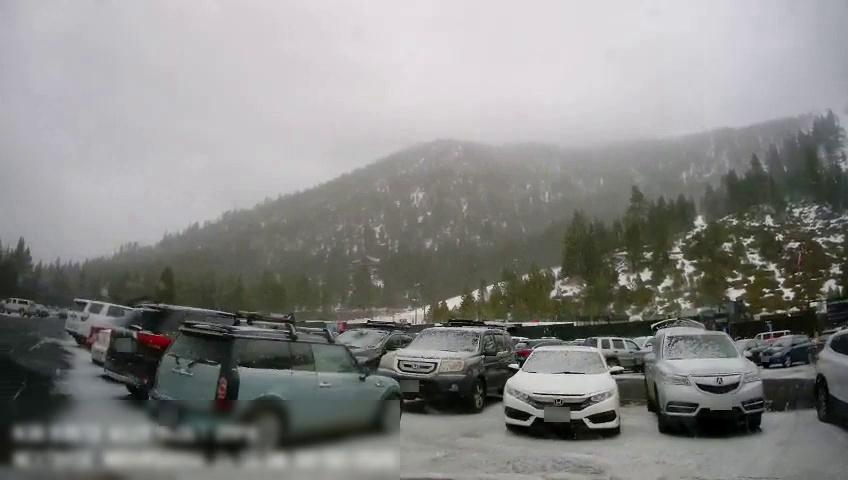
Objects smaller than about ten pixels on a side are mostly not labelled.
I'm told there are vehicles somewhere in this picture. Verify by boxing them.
[815,329,848,423]
[758,334,815,369]
[378,326,519,415]
[582,336,640,367]
[517,339,586,366]
[334,327,418,371]
[631,343,656,375]
[643,326,764,438]
[102,304,234,408]
[634,337,656,348]
[0,297,37,318]
[63,298,129,347]
[146,324,403,459]
[736,338,775,365]
[503,345,625,439]
[90,321,116,368]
